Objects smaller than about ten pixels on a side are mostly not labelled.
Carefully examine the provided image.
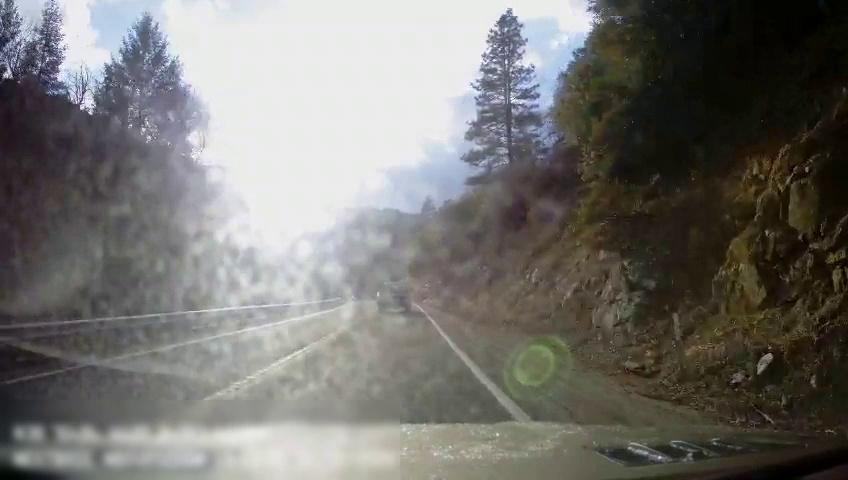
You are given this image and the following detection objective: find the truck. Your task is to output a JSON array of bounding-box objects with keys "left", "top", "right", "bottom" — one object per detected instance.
[{"left": 376, "top": 280, "right": 411, "bottom": 313}]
